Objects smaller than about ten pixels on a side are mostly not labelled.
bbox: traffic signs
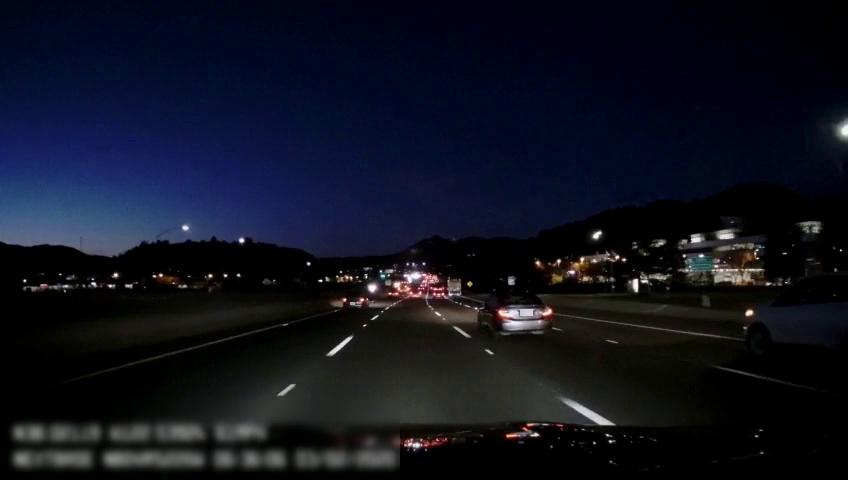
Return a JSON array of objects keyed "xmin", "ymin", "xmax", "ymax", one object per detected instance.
[{"xmin": 687, "ymin": 257, "xmax": 717, "ymax": 271}]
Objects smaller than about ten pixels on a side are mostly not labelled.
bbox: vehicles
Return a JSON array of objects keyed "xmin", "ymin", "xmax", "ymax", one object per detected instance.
[
  {"xmin": 341, "ymin": 291, "xmax": 369, "ymax": 311},
  {"xmin": 445, "ymin": 279, "xmax": 463, "ymax": 299},
  {"xmin": 409, "ymin": 284, "xmax": 423, "ymax": 296},
  {"xmin": 741, "ymin": 274, "xmax": 848, "ymax": 359},
  {"xmin": 386, "ymin": 287, "xmax": 401, "ymax": 298},
  {"xmin": 431, "ymin": 288, "xmax": 444, "ymax": 299},
  {"xmin": 476, "ymin": 291, "xmax": 554, "ymax": 338}
]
